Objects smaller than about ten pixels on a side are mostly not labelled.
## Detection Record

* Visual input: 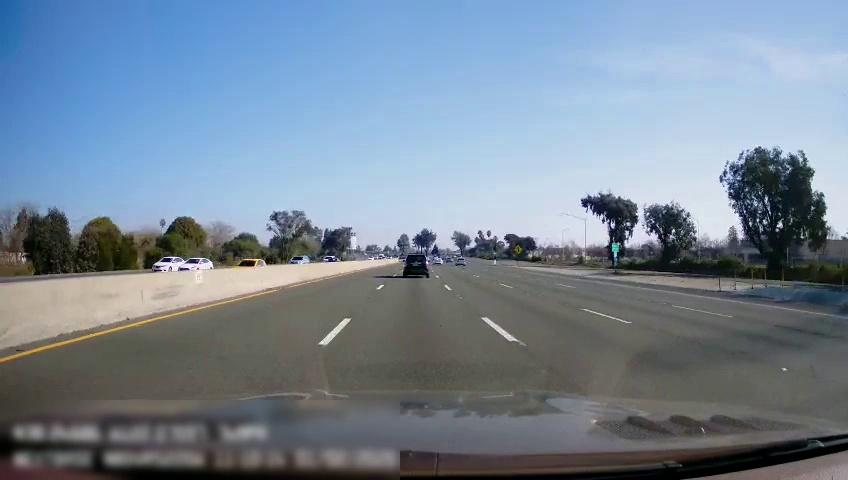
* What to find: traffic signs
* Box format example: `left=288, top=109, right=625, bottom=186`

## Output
left=513, top=244, right=523, bottom=256
left=350, top=232, right=358, bottom=250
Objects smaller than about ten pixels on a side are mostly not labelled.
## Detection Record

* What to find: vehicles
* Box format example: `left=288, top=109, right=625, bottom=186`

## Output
left=235, top=258, right=267, bottom=270
left=151, top=256, right=187, bottom=273
left=402, top=253, right=430, bottom=278
left=326, top=258, right=341, bottom=263
left=287, top=255, right=312, bottom=265
left=455, top=257, right=466, bottom=267
left=431, top=256, right=443, bottom=266
left=321, top=255, right=336, bottom=264
left=178, top=257, right=214, bottom=272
